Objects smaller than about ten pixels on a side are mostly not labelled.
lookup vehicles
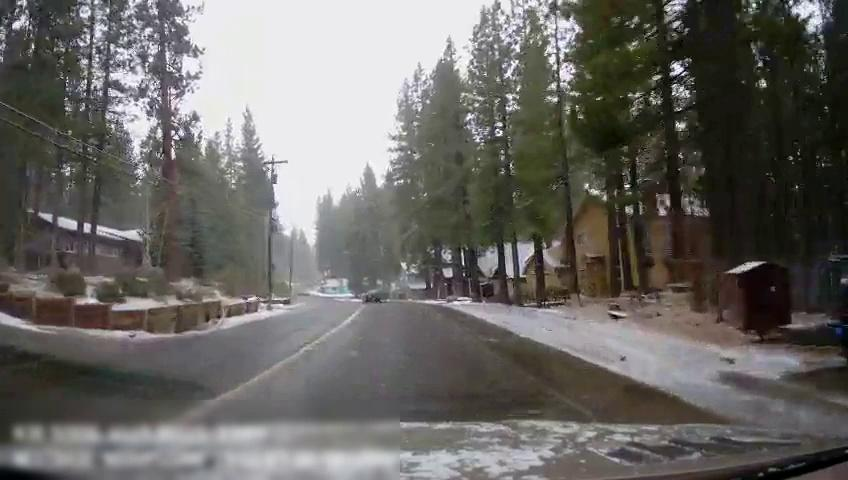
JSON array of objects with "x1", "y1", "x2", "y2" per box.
[
  {"x1": 362, "y1": 290, "x2": 382, "y2": 304},
  {"x1": 821, "y1": 254, "x2": 848, "y2": 325}
]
